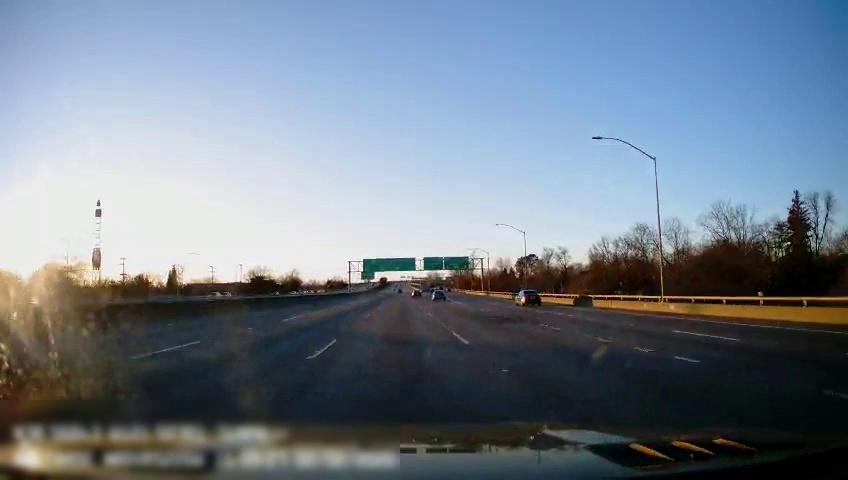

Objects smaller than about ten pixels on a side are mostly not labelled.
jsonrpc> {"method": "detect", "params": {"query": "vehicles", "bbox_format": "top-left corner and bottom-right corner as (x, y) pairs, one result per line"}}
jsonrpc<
(513, 289), (541, 307)
(208, 292), (220, 296)
(217, 292), (231, 296)
(432, 290), (446, 301)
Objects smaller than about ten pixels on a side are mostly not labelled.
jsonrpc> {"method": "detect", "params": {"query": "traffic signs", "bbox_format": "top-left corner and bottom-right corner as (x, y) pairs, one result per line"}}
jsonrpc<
(363, 258), (416, 271)
(424, 257), (443, 270)
(444, 256), (470, 270)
